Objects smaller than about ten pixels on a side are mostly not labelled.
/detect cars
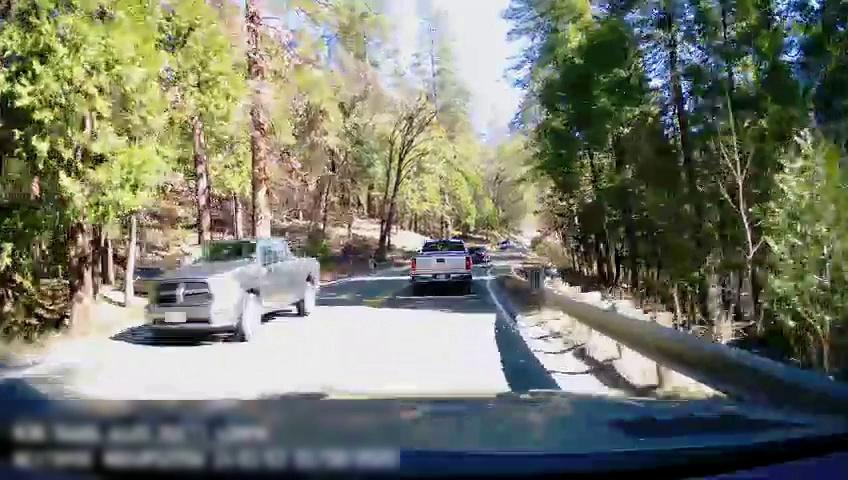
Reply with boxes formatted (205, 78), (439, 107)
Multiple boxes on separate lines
(468, 246), (487, 264)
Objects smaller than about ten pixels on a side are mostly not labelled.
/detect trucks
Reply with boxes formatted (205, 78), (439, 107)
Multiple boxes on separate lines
(142, 236), (321, 342)
(412, 238), (475, 294)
